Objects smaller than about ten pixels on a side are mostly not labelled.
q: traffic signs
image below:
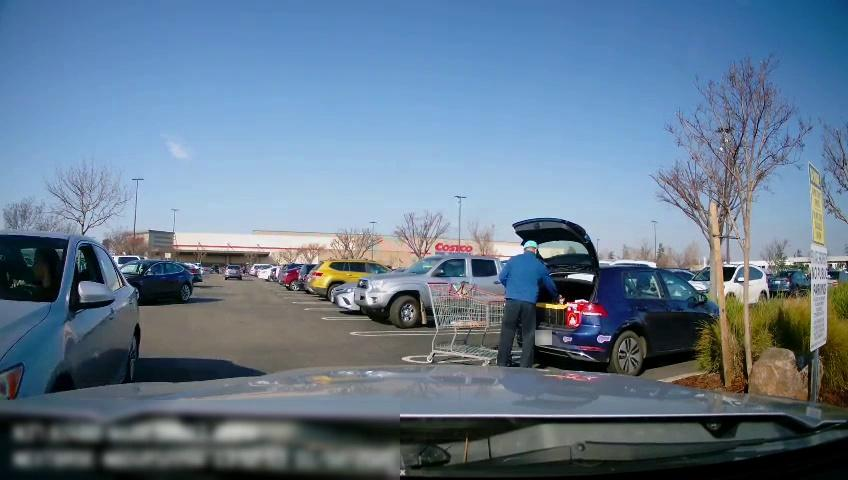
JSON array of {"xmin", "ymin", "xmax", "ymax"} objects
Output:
[
  {"xmin": 809, "ymin": 240, "xmax": 830, "ymax": 351},
  {"xmin": 809, "ymin": 165, "xmax": 826, "ymax": 246}
]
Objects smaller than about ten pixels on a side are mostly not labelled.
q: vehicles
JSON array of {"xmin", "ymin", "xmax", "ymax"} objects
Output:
[
  {"xmin": 614, "ymin": 260, "xmax": 668, "ymax": 271},
  {"xmin": 119, "ymin": 259, "xmax": 194, "ymax": 305},
  {"xmin": 285, "ymin": 264, "xmax": 311, "ymax": 293},
  {"xmin": 353, "ymin": 252, "xmax": 509, "ymax": 330},
  {"xmin": 297, "ymin": 262, "xmax": 315, "ymax": 288},
  {"xmin": 183, "ymin": 262, "xmax": 203, "ymax": 283},
  {"xmin": 110, "ymin": 255, "xmax": 140, "ymax": 268},
  {"xmin": 766, "ymin": 269, "xmax": 812, "ymax": 297},
  {"xmin": 336, "ymin": 284, "xmax": 364, "ymax": 314},
  {"xmin": 669, "ymin": 268, "xmax": 697, "ymax": 282},
  {"xmin": 688, "ymin": 262, "xmax": 770, "ymax": 306},
  {"xmin": 258, "ymin": 265, "xmax": 280, "ymax": 282},
  {"xmin": 0, "ymin": 234, "xmax": 145, "ymax": 401},
  {"xmin": 304, "ymin": 258, "xmax": 384, "ymax": 302},
  {"xmin": 510, "ymin": 217, "xmax": 719, "ymax": 376},
  {"xmin": 224, "ymin": 263, "xmax": 242, "ymax": 280}
]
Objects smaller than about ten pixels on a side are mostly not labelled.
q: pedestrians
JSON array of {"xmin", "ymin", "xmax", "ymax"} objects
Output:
[{"xmin": 492, "ymin": 240, "xmax": 561, "ymax": 369}]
